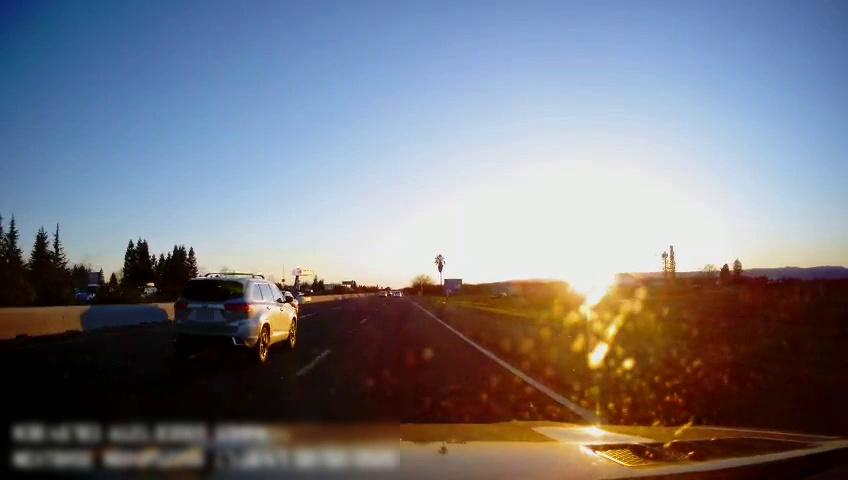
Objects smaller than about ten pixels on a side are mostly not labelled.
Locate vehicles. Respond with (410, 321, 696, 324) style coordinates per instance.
(172, 272, 299, 367)
(282, 291, 301, 312)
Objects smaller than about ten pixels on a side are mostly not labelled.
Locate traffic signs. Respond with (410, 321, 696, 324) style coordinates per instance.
(444, 278, 463, 292)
